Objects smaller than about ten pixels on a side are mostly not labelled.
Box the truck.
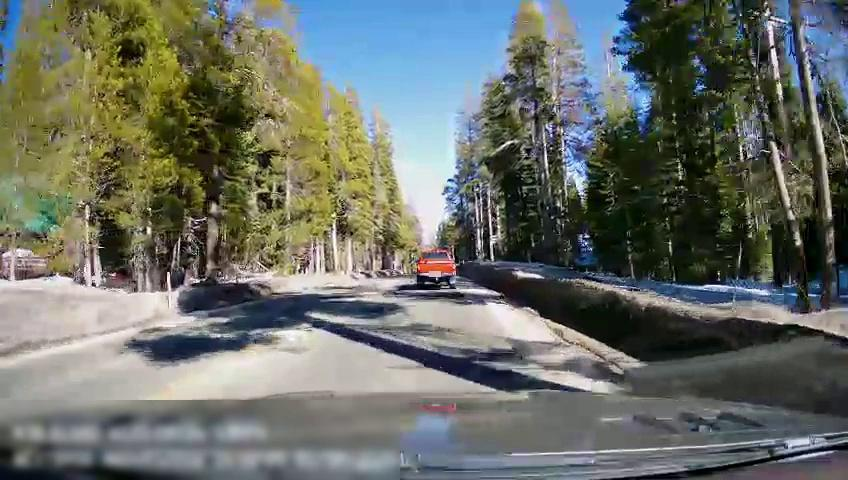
[415,249,457,289]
